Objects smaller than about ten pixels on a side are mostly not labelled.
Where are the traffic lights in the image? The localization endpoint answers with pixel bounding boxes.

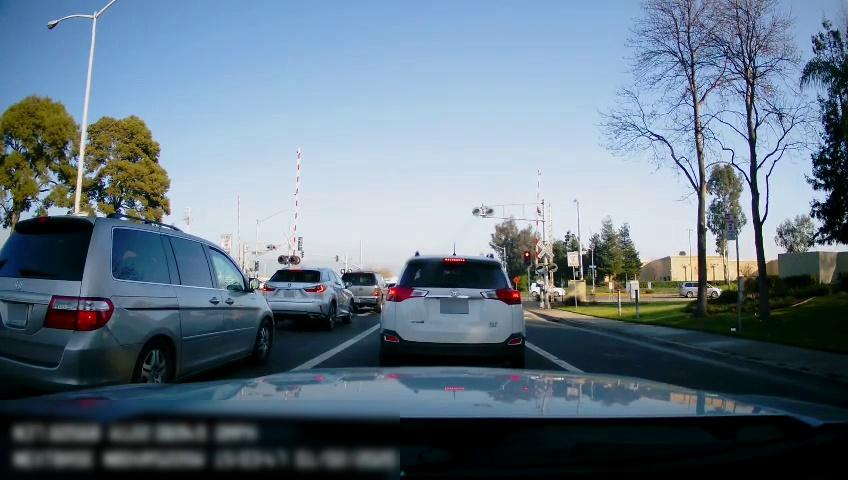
[297,237,303,252]
[523,250,531,265]
[564,231,570,245]
[277,255,289,265]
[289,255,301,265]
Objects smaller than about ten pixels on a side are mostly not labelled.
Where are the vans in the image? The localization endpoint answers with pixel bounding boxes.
[0,212,276,393]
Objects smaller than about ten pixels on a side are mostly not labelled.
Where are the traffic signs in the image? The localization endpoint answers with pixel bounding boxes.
[567,251,579,267]
[536,240,555,260]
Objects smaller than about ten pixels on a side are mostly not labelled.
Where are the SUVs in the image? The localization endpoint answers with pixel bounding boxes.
[380,251,526,363]
[528,281,566,297]
[262,266,354,330]
[340,270,388,314]
[679,280,721,299]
